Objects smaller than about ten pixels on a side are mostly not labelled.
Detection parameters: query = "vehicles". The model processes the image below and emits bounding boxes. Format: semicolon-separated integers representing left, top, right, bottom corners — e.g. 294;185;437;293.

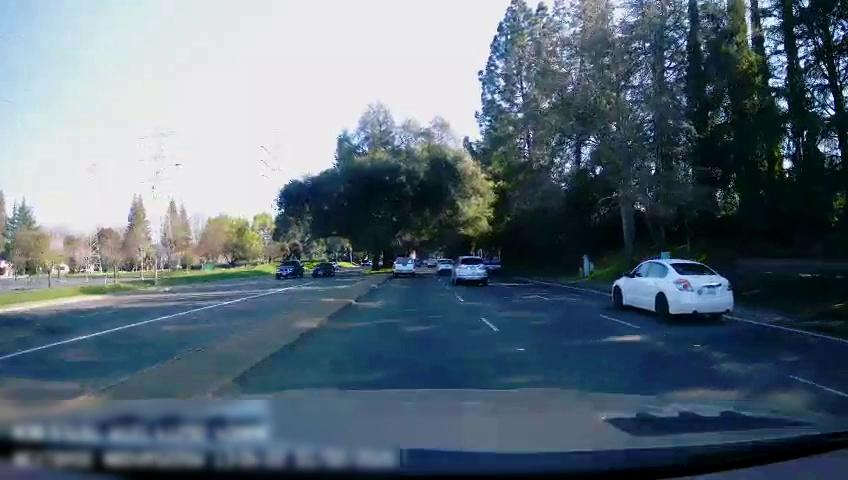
360;259;370;267
275;260;305;281
436;258;451;273
392;256;417;276
424;256;438;268
450;255;489;286
611;258;735;319
311;262;336;279
483;252;502;274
